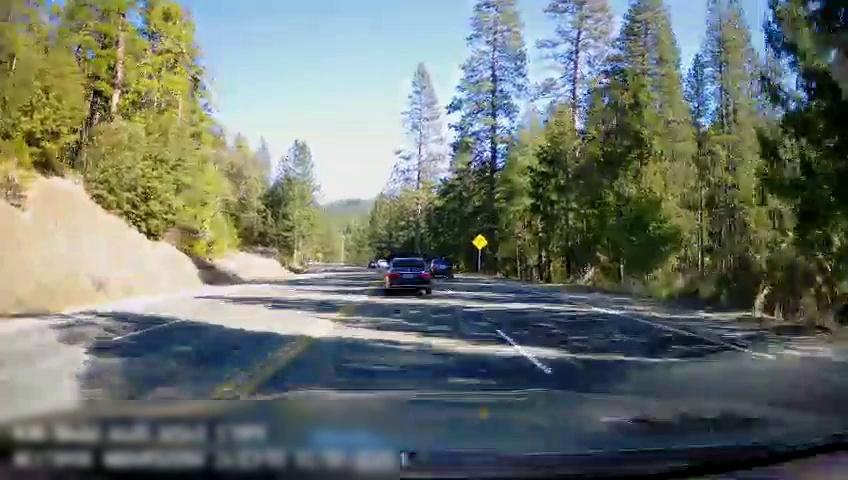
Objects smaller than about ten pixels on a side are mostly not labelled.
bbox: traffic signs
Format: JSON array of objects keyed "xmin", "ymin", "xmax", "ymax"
[{"xmin": 471, "ymin": 233, "xmax": 489, "ymax": 251}]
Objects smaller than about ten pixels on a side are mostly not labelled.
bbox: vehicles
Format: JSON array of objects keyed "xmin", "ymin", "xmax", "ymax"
[
  {"xmin": 375, "ymin": 259, "xmax": 390, "ymax": 269},
  {"xmin": 427, "ymin": 258, "xmax": 454, "ymax": 279},
  {"xmin": 385, "ymin": 258, "xmax": 433, "ymax": 295}
]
